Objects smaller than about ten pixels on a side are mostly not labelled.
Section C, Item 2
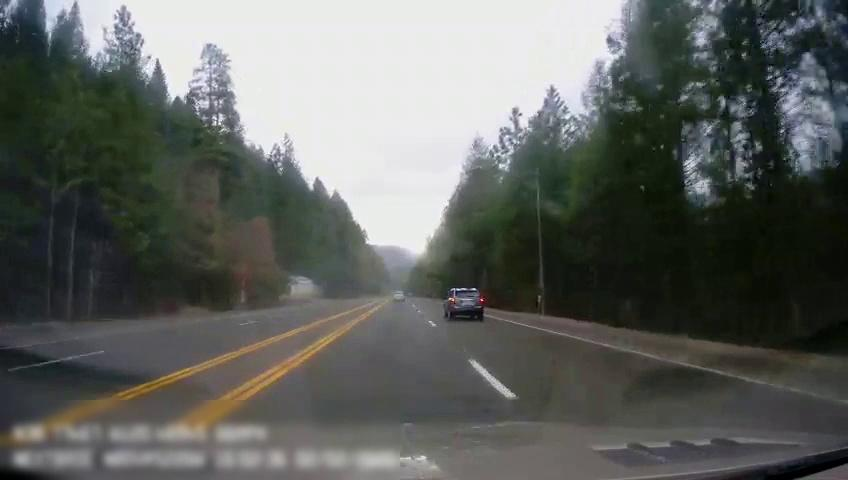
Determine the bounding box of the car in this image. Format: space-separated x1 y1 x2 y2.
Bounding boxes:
391 291 406 303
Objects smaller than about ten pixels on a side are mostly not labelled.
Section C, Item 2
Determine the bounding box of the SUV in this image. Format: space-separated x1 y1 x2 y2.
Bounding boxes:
443 288 485 321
